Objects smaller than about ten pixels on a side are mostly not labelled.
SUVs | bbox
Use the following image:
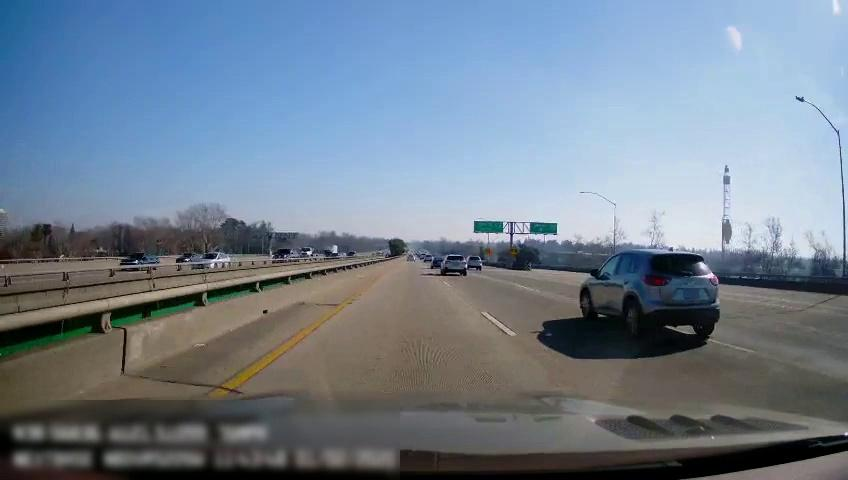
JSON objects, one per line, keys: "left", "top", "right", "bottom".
{"left": 326, "top": 244, "right": 338, "bottom": 255}
{"left": 579, "top": 247, "right": 722, "bottom": 338}
{"left": 440, "top": 254, "right": 468, "bottom": 277}
{"left": 119, "top": 253, "right": 162, "bottom": 272}
{"left": 271, "top": 248, "right": 300, "bottom": 265}
{"left": 466, "top": 255, "right": 483, "bottom": 271}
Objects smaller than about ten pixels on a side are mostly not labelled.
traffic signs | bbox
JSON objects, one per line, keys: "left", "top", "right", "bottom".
{"left": 529, "top": 221, "right": 558, "bottom": 234}
{"left": 276, "top": 232, "right": 297, "bottom": 241}
{"left": 473, "top": 220, "right": 504, "bottom": 234}
{"left": 511, "top": 246, "right": 519, "bottom": 257}
{"left": 262, "top": 233, "right": 273, "bottom": 240}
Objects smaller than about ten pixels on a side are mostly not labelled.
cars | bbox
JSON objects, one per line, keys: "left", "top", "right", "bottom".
{"left": 430, "top": 257, "right": 445, "bottom": 270}
{"left": 175, "top": 252, "right": 198, "bottom": 264}
{"left": 192, "top": 251, "right": 233, "bottom": 271}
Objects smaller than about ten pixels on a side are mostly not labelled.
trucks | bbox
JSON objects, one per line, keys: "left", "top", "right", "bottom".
{"left": 299, "top": 247, "right": 314, "bottom": 259}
